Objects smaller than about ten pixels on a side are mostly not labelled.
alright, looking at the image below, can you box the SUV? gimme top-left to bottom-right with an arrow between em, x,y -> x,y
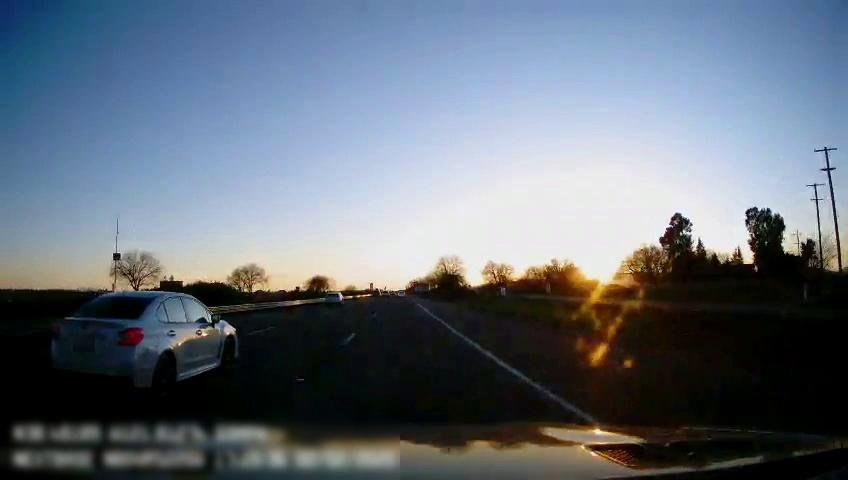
323,292 -> 344,307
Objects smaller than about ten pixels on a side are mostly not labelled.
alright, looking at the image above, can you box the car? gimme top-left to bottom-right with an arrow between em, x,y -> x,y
49,291 -> 242,411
